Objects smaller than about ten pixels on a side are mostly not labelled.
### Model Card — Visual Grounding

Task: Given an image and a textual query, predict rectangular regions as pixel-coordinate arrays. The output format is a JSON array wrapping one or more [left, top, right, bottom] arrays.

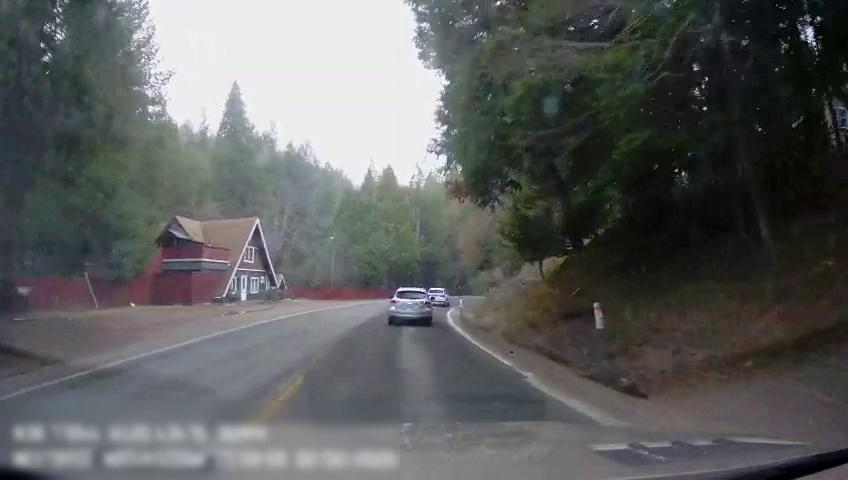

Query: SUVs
[[427, 288, 450, 307], [388, 287, 435, 325]]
